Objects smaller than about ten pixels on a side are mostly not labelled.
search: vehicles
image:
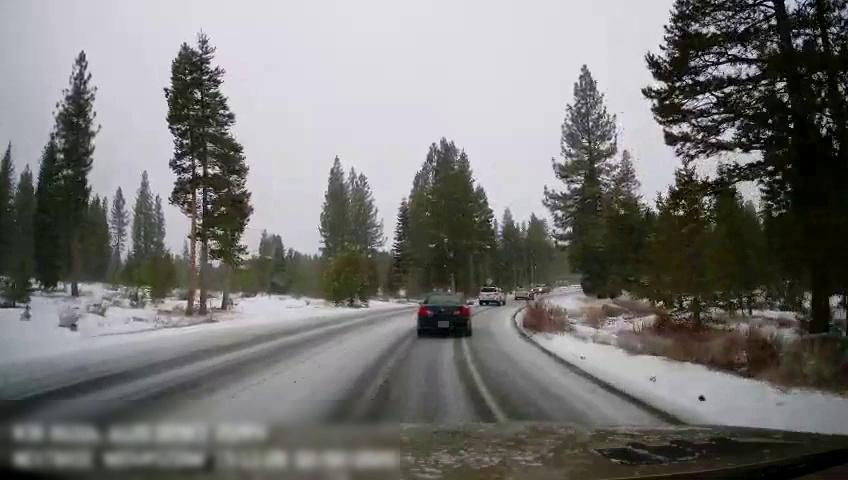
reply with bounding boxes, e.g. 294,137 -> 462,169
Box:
417,292 -> 475,336
479,287 -> 506,306
515,288 -> 535,300
531,284 -> 550,295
